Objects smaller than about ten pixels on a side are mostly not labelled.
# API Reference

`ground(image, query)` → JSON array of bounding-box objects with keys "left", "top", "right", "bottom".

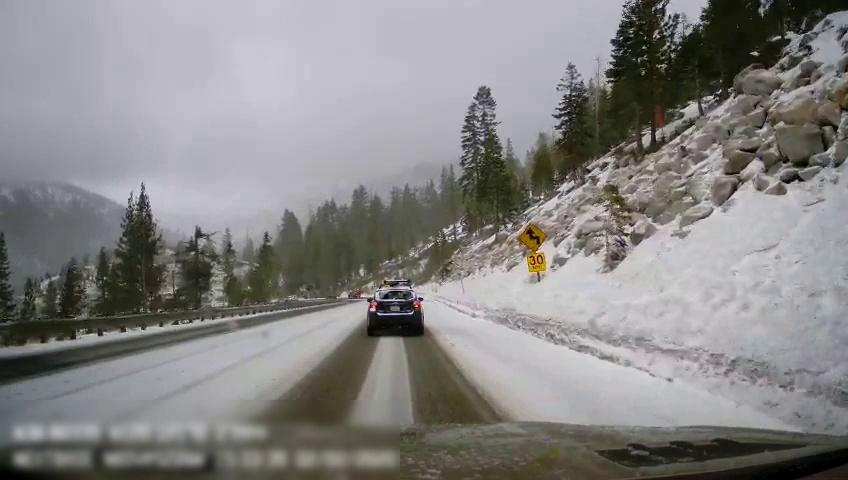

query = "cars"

[{"left": 366, "top": 280, "right": 424, "bottom": 338}]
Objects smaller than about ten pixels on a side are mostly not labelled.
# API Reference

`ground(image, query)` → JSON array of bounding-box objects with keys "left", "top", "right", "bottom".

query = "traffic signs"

[
  {"left": 526, "top": 252, "right": 547, "bottom": 272},
  {"left": 517, "top": 222, "right": 548, "bottom": 252}
]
